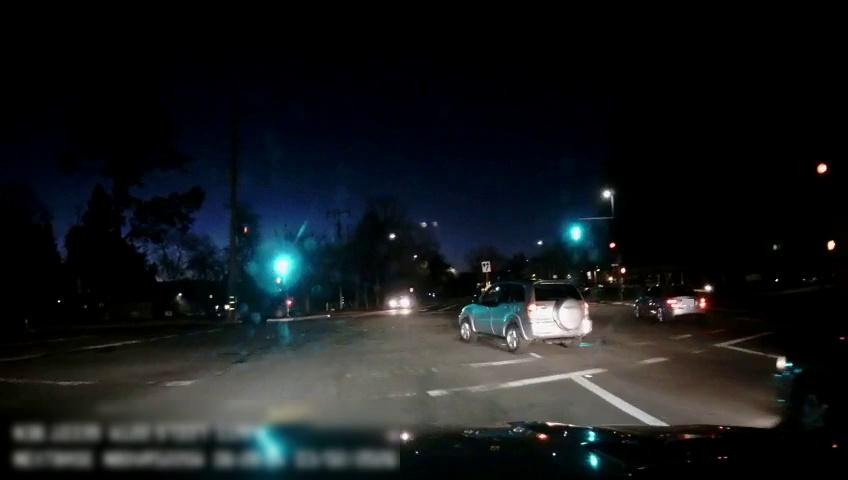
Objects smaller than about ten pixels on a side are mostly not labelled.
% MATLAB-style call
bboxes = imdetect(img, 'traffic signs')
[481,261,491,273]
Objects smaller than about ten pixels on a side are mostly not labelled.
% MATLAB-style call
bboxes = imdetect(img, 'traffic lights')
[571,220,580,240]
[240,224,248,243]
[277,252,286,272]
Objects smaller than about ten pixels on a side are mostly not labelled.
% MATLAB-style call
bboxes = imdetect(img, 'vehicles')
[633,283,710,325]
[389,292,417,309]
[772,308,848,431]
[458,279,593,355]
[232,291,295,321]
